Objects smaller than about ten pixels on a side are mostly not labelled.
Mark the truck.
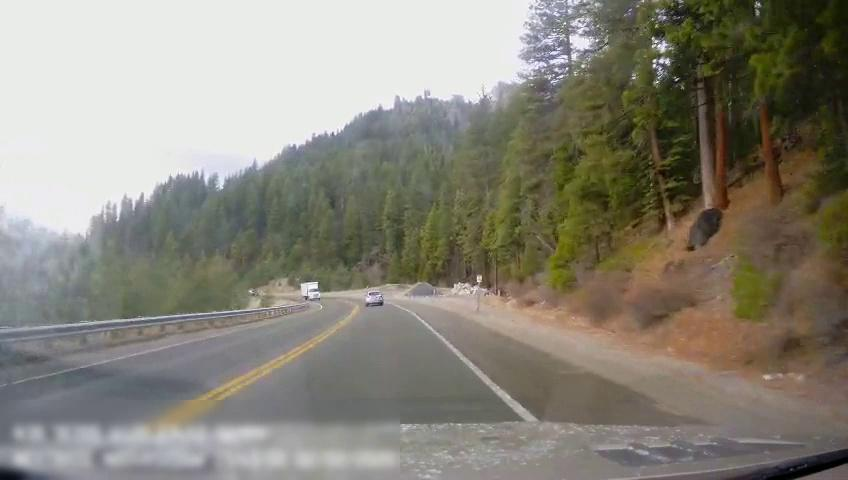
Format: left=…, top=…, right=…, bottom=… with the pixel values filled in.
left=300, top=282, right=321, bottom=302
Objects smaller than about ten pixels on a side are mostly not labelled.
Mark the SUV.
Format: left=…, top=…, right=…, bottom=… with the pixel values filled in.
left=365, top=290, right=384, bottom=306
